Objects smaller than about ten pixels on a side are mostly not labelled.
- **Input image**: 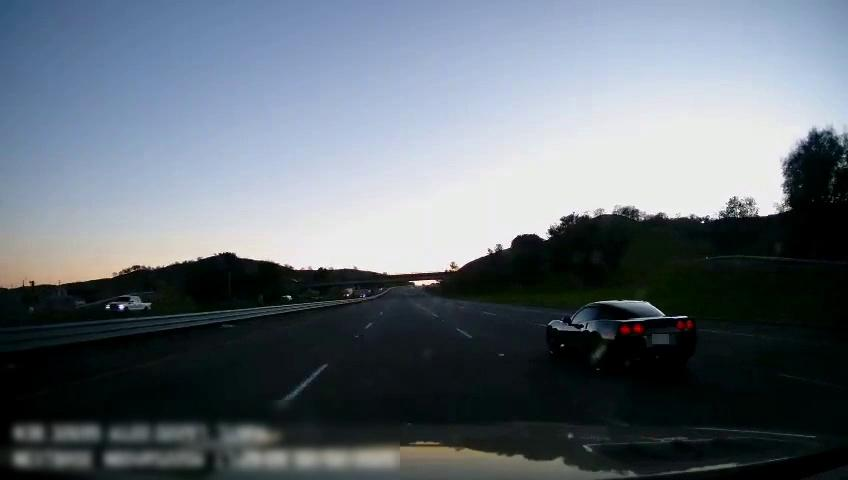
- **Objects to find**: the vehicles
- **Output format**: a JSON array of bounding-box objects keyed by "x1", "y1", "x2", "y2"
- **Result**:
[
  {"x1": 545, "y1": 300, "x2": 698, "y2": 374},
  {"x1": 280, "y1": 295, "x2": 294, "y2": 302},
  {"x1": 102, "y1": 295, "x2": 152, "y2": 316},
  {"x1": 341, "y1": 288, "x2": 354, "y2": 298}
]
